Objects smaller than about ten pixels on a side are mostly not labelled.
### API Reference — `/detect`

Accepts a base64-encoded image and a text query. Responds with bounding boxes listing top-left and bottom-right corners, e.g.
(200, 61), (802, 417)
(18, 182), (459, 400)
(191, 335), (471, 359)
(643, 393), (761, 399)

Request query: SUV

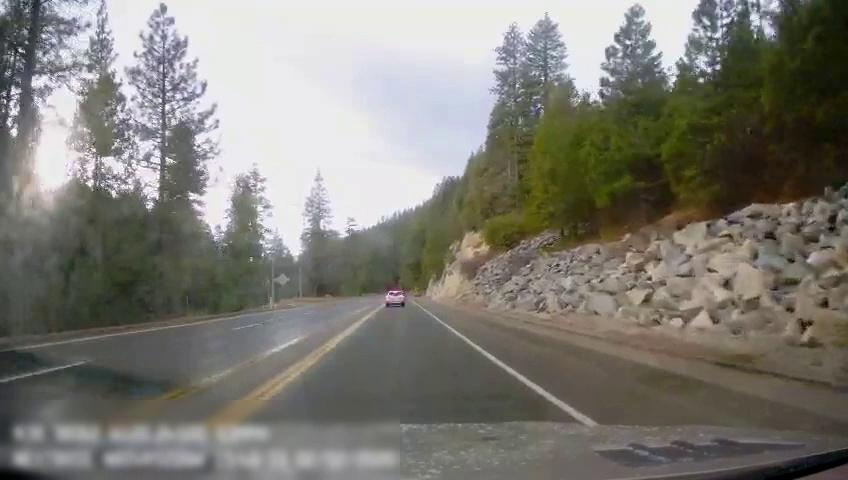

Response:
(384, 290), (405, 307)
